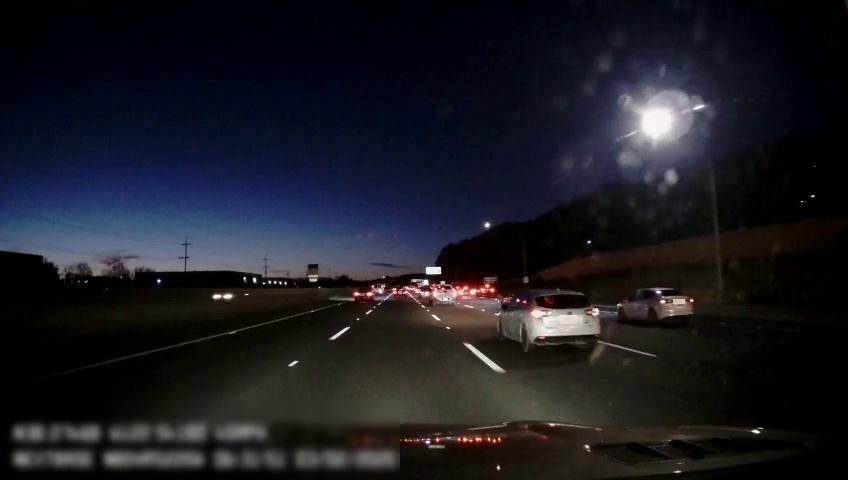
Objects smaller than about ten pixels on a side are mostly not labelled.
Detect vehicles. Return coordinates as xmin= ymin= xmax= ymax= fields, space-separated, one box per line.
xmin=211 ymin=289 xmax=237 ymax=304
xmin=372 ymin=283 xmax=386 ymax=295
xmin=417 ymin=284 xmax=430 ymax=298
xmin=396 ymin=287 xmax=409 ymax=298
xmin=475 ymin=283 xmax=497 ymax=298
xmin=428 ymin=283 xmax=456 ymax=306
xmin=353 ymin=285 xmax=375 ymax=303
xmin=456 ymin=284 xmax=476 ymax=299
xmin=615 ymin=286 xmax=696 ymax=325
xmin=495 ymin=288 xmax=601 ymax=355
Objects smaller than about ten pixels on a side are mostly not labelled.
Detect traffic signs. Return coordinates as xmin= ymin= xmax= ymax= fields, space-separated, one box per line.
xmin=426 ymin=267 xmax=441 ymax=275
xmin=484 ymin=276 xmax=496 ymax=282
